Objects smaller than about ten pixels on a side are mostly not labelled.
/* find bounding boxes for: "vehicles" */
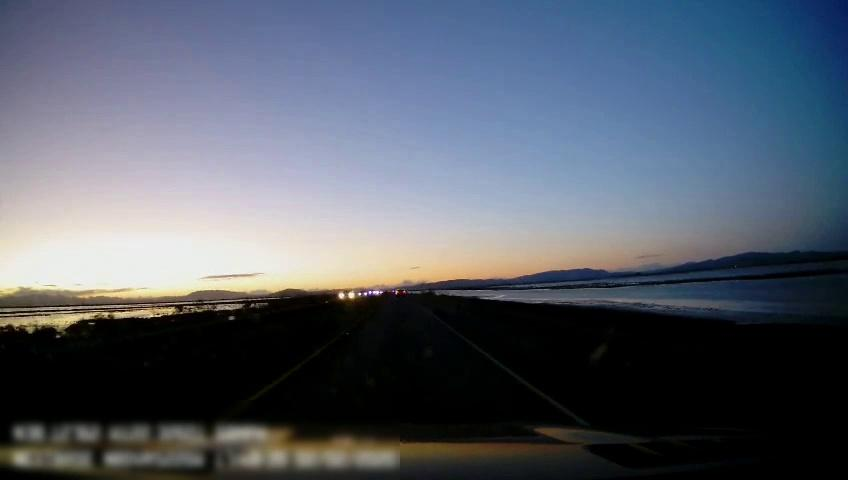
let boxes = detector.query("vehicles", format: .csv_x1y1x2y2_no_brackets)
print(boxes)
337,290,354,302
395,288,407,297
357,290,368,298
